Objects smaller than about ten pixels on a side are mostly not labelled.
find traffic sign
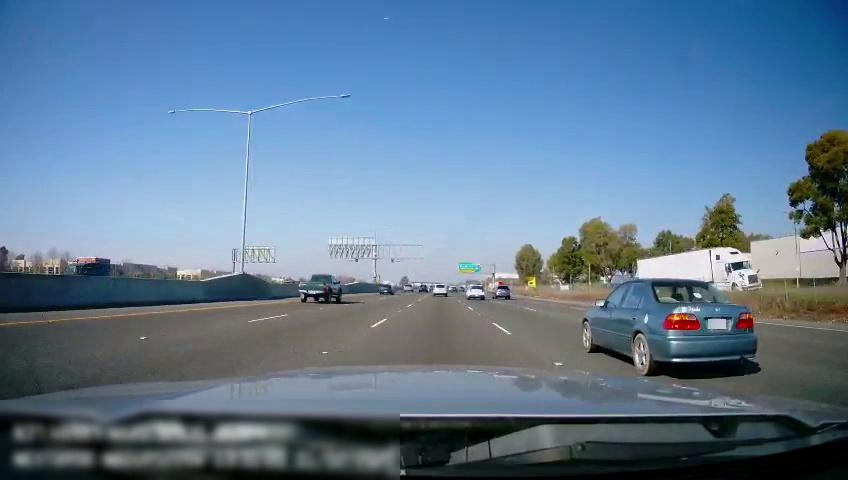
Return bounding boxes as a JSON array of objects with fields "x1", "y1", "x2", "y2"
[{"x1": 458, "y1": 261, "x2": 481, "y2": 273}]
